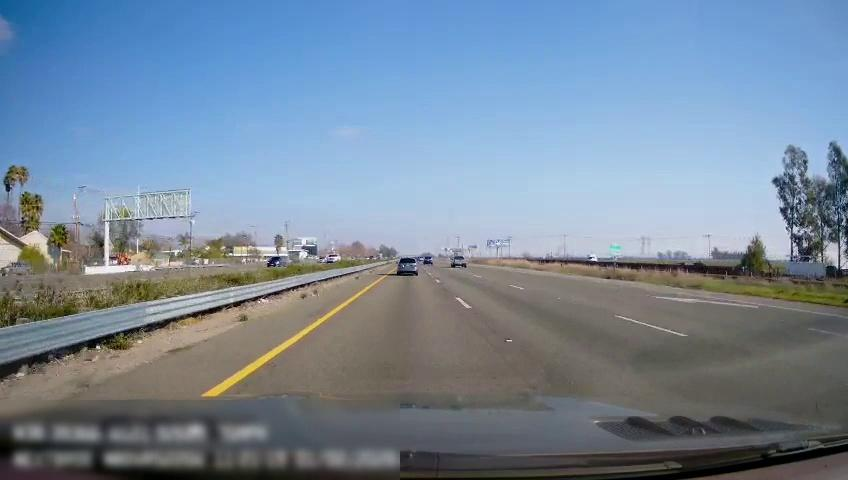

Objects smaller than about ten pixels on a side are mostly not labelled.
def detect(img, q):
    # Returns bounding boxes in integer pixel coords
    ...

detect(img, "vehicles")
[316,255,329,264]
[395,257,419,276]
[450,255,467,268]
[423,255,434,265]
[0,260,33,278]
[266,256,290,268]
[324,253,342,265]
